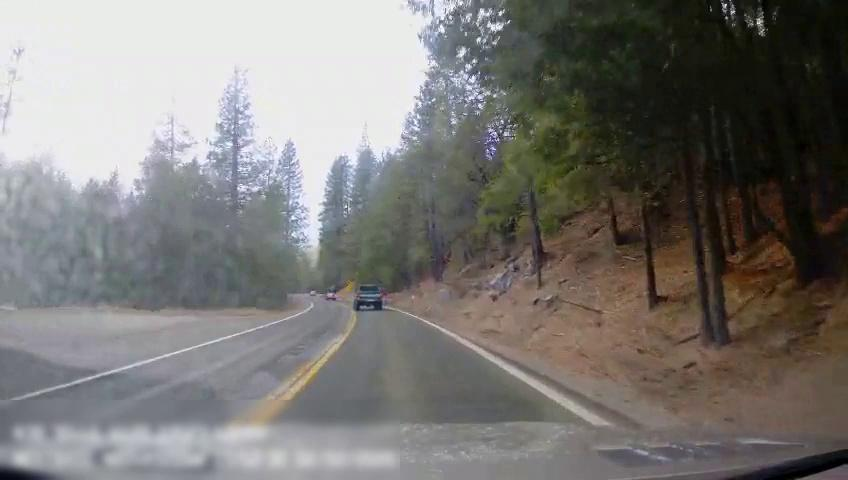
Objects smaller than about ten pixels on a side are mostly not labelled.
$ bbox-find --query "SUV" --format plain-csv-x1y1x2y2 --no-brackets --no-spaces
324,292,336,300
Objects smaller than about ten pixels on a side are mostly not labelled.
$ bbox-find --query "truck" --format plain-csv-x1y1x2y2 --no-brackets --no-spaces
352,285,383,312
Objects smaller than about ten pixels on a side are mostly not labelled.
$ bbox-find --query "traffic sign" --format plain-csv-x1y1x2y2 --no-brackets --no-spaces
344,282,355,292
